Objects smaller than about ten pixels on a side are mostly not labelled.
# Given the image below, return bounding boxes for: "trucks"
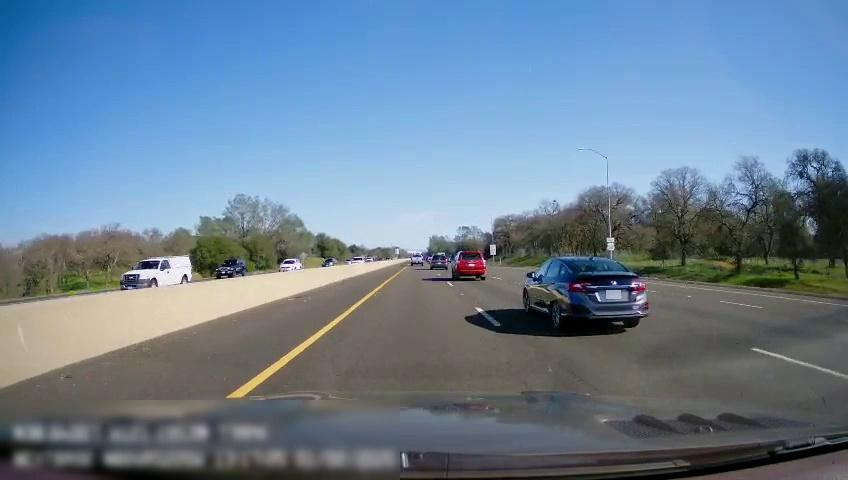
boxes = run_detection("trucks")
[410,255,423,266]
[119,255,192,291]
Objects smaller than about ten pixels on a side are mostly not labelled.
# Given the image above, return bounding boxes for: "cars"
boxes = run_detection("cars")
[521,255,649,336]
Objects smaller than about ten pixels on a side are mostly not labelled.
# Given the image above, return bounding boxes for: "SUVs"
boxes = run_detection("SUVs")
[278,258,302,273]
[321,257,337,268]
[451,250,487,281]
[215,258,248,279]
[430,255,448,270]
